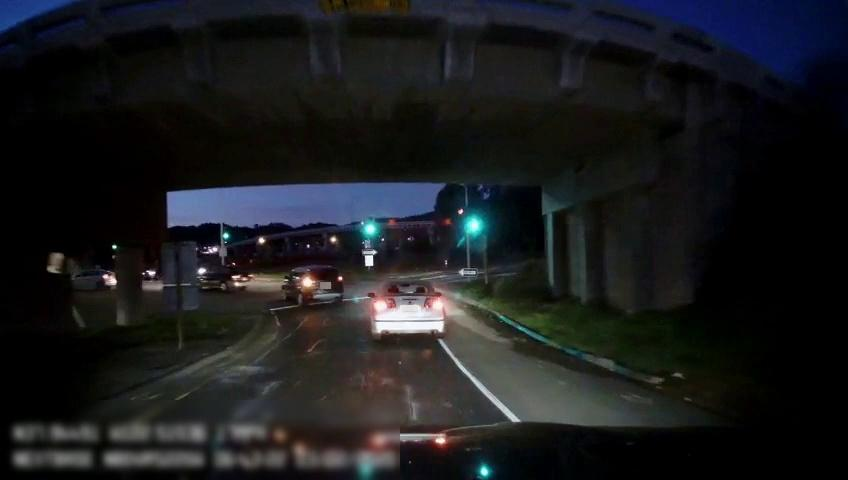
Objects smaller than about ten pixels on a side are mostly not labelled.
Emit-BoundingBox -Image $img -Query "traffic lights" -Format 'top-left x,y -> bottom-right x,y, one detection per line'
223,228 -> 230,246
457,207 -> 467,232
470,212 -> 481,233
364,217 -> 375,237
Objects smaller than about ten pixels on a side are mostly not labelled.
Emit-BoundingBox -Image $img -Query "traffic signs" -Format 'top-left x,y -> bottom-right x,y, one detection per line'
457,268 -> 478,277
362,247 -> 378,256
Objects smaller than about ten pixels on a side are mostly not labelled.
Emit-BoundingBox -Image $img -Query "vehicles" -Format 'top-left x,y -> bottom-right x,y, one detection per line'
198,264 -> 252,294
368,277 -> 446,341
280,265 -> 345,307
73,268 -> 117,292
142,265 -> 164,281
